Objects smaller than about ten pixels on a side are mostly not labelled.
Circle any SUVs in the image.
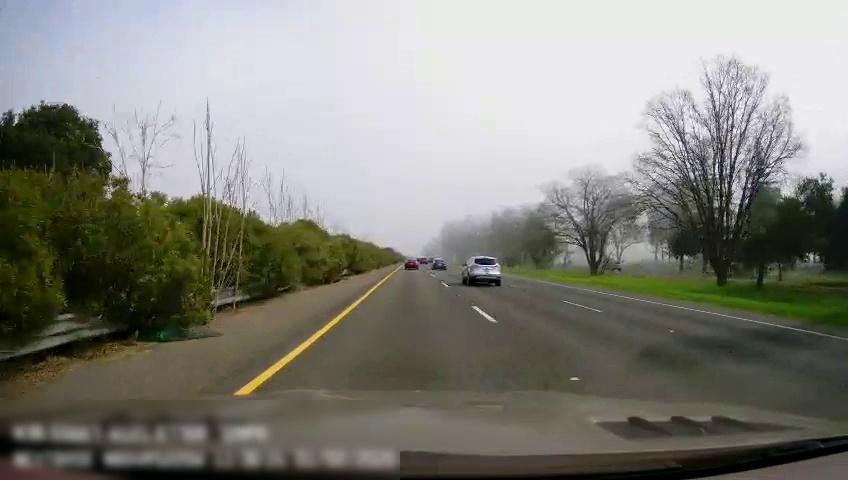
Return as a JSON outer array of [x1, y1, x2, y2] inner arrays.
[[461, 256, 502, 287]]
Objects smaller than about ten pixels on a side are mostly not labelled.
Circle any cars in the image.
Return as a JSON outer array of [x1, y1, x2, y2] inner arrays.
[[432, 259, 447, 270], [404, 257, 420, 271]]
